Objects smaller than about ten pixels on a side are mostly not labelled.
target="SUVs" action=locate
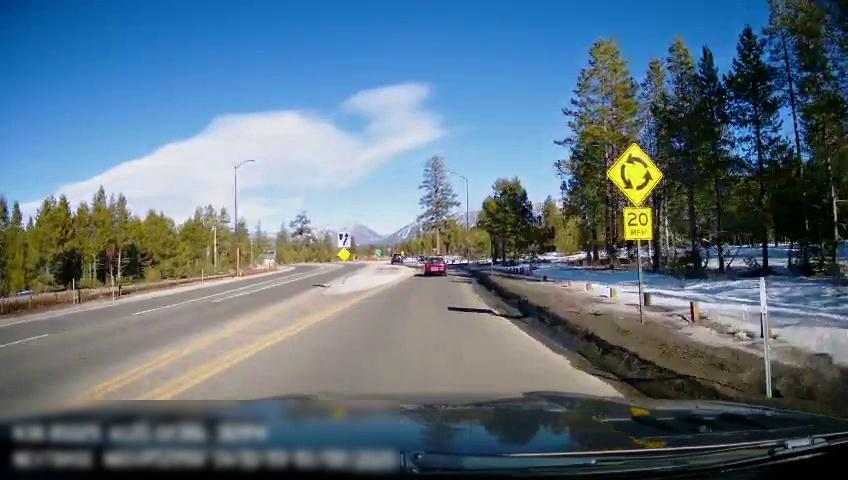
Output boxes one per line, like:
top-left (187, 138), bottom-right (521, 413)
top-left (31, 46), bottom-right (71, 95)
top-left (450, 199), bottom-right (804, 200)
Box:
top-left (391, 254), bottom-right (403, 264)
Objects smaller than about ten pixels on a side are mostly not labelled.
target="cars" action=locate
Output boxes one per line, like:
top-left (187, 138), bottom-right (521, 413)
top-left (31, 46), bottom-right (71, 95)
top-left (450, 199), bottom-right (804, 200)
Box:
top-left (423, 255), bottom-right (448, 276)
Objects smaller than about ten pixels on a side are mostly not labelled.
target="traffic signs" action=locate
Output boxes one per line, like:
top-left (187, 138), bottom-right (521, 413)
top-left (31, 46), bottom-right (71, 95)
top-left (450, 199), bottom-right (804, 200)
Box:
top-left (337, 232), bottom-right (351, 248)
top-left (337, 249), bottom-right (351, 261)
top-left (623, 208), bottom-right (652, 241)
top-left (606, 143), bottom-right (664, 206)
